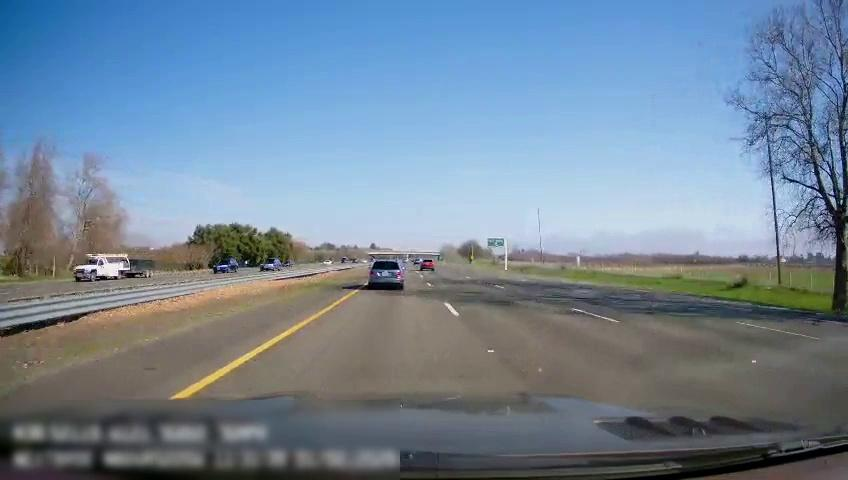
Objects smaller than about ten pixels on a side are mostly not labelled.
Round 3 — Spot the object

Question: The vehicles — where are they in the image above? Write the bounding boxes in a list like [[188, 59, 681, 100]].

[[413, 258, 421, 266], [367, 259, 404, 290], [212, 257, 239, 274], [74, 254, 155, 282], [419, 259, 435, 271], [259, 257, 282, 272]]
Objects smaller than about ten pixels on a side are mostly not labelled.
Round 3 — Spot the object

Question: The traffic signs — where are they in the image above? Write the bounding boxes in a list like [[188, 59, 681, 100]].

[[486, 237, 506, 248]]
